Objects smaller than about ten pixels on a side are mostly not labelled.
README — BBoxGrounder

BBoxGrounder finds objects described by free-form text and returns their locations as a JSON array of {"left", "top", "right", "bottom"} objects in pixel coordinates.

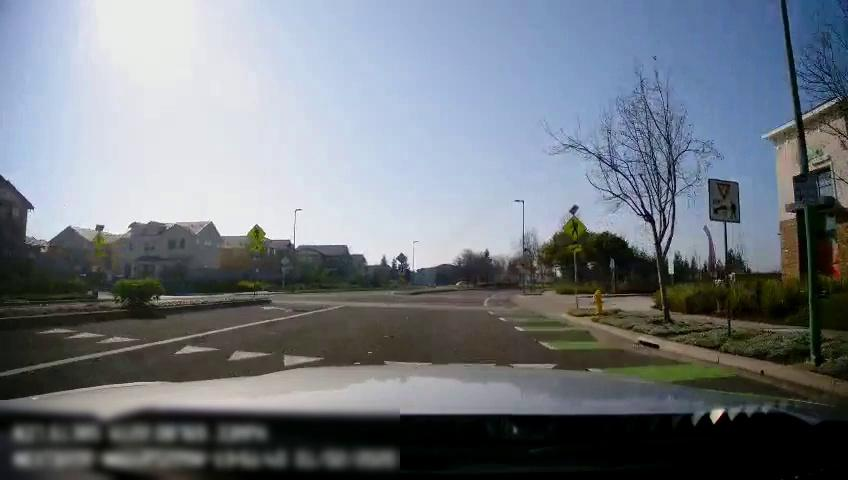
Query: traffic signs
[
  {"left": 90, "top": 231, "right": 106, "bottom": 260},
  {"left": 397, "top": 264, "right": 411, "bottom": 274},
  {"left": 243, "top": 224, "right": 269, "bottom": 257},
  {"left": 561, "top": 216, "right": 586, "bottom": 244},
  {"left": 398, "top": 251, "right": 408, "bottom": 264},
  {"left": 706, "top": 177, "right": 741, "bottom": 226}
]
